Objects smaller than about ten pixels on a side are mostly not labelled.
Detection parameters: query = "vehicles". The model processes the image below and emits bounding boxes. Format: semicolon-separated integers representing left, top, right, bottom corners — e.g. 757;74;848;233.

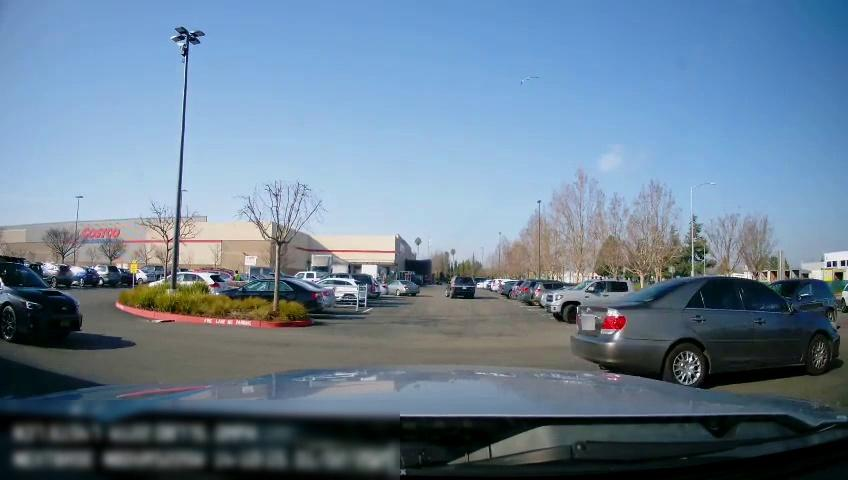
132;269;149;286
90;264;122;289
118;268;136;288
309;253;349;280
516;277;561;306
838;289;848;313
0;259;83;348
766;277;838;325
542;279;633;324
312;279;361;307
446;276;476;299
500;277;524;300
322;273;380;308
531;282;579;309
476;277;493;290
149;271;235;296
43;261;72;292
568;275;844;389
216;276;329;319
510;280;524;301
322;286;339;318
388;280;417;297
291;271;323;284
19;261;51;287
487;279;511;292
70;265;100;289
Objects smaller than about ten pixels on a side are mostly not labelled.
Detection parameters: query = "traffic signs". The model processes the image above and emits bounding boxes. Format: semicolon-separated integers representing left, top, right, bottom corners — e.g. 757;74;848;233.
129;258;138;272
